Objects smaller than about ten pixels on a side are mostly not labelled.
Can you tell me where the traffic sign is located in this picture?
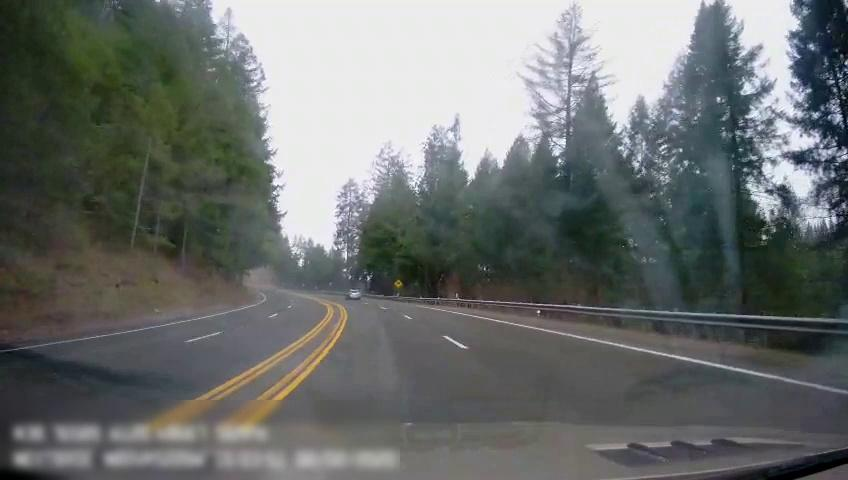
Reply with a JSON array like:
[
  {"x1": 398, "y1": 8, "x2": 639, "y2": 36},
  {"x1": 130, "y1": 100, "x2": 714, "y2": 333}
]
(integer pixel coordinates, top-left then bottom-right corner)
[{"x1": 392, "y1": 279, "x2": 404, "y2": 290}]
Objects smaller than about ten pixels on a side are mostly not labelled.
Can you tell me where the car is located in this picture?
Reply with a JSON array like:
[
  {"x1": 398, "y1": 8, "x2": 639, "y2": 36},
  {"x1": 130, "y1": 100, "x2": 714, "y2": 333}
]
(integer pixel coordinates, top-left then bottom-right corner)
[{"x1": 346, "y1": 289, "x2": 361, "y2": 301}]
